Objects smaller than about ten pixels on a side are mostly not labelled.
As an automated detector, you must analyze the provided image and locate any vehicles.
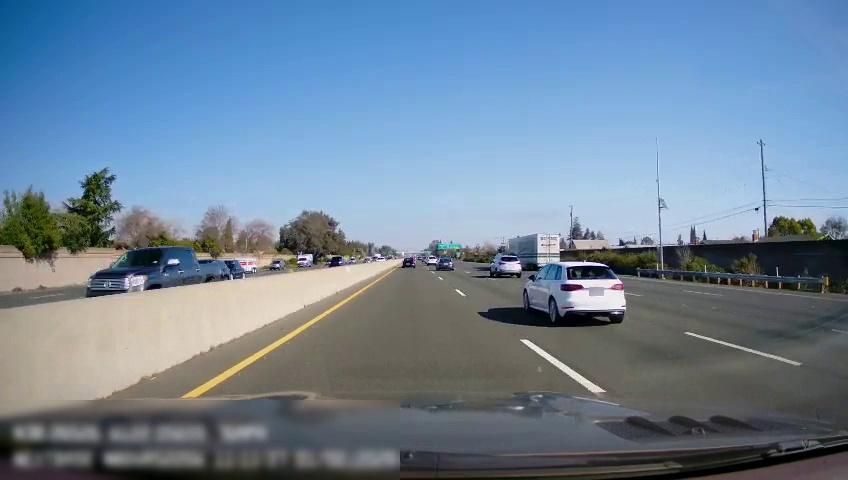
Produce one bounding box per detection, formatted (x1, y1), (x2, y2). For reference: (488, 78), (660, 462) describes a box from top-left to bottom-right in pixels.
(488, 254), (523, 279)
(86, 246), (224, 297)
(223, 260), (245, 280)
(375, 256), (387, 262)
(400, 256), (417, 269)
(237, 257), (258, 274)
(362, 257), (373, 263)
(425, 255), (437, 265)
(503, 232), (561, 271)
(521, 262), (627, 323)
(296, 254), (314, 267)
(269, 260), (286, 271)
(327, 256), (345, 268)
(435, 258), (454, 271)
(348, 257), (357, 265)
